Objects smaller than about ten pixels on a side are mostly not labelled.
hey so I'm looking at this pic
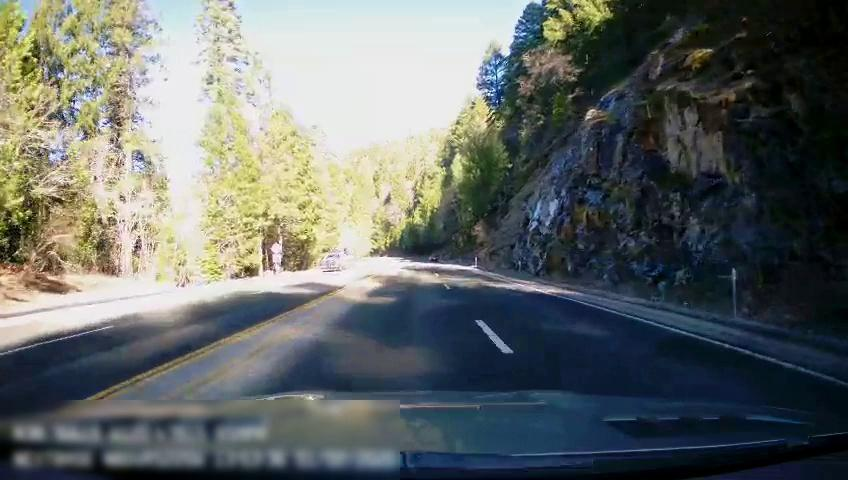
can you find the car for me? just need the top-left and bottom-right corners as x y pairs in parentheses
(318, 252), (346, 273)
